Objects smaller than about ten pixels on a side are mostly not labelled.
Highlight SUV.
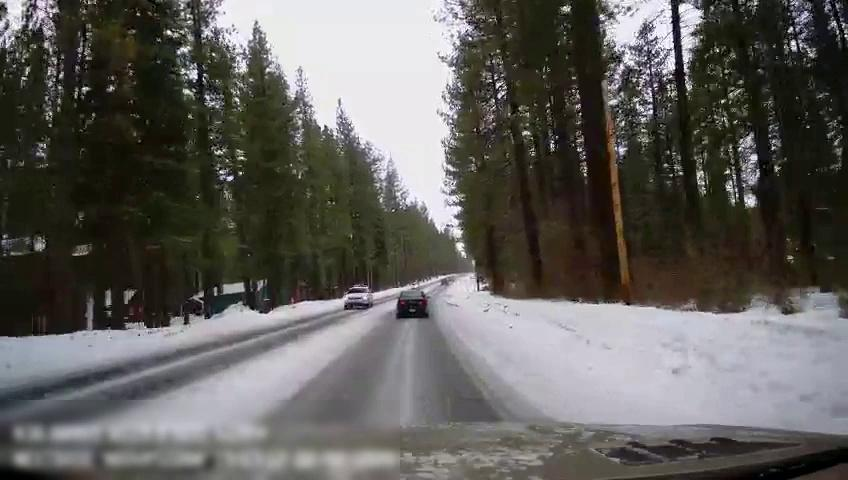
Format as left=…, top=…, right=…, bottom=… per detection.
left=342, top=285, right=375, bottom=310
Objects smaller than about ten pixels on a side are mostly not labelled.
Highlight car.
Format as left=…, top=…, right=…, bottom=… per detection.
left=395, top=290, right=431, bottom=319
